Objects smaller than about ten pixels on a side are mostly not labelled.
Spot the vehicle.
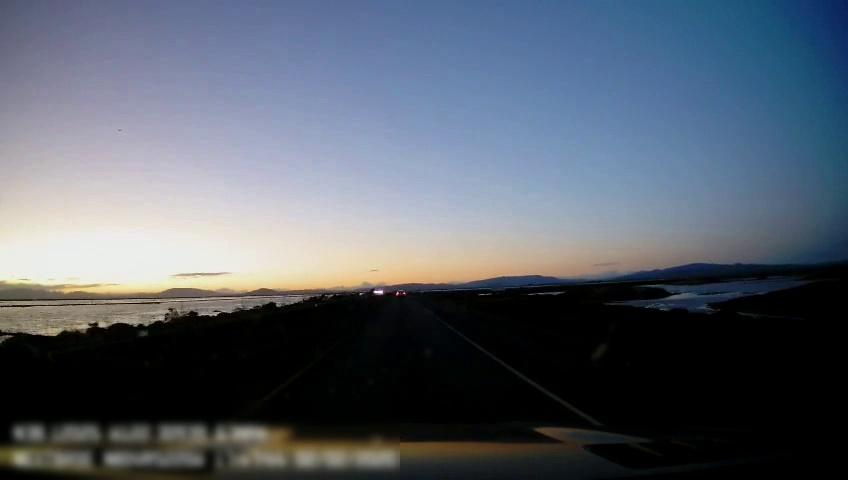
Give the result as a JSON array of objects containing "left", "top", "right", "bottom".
[{"left": 395, "top": 290, "right": 407, "bottom": 298}]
